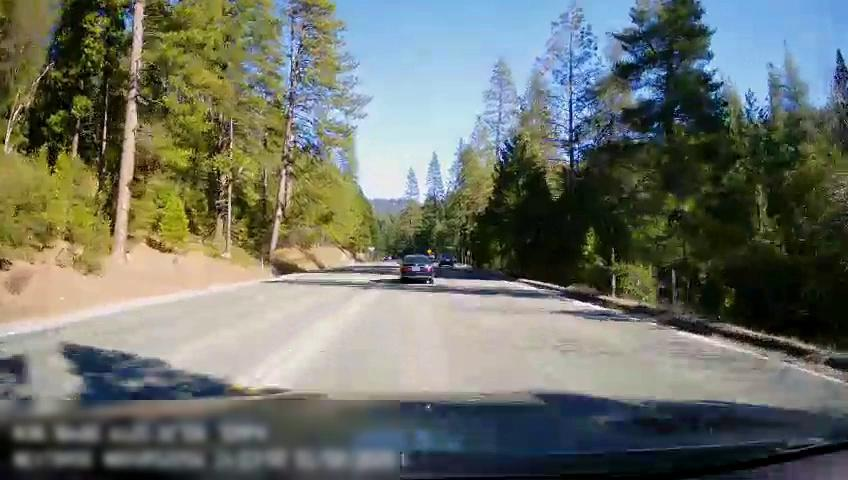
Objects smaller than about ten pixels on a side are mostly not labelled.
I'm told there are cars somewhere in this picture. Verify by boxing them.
[437,256,454,267]
[399,254,435,284]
